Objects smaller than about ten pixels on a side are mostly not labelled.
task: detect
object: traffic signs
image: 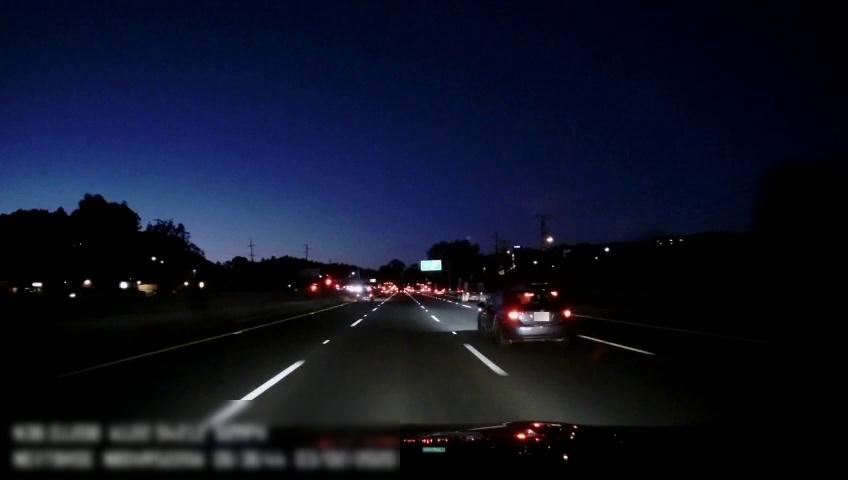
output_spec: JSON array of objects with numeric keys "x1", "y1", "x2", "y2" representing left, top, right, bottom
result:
[{"x1": 419, "y1": 259, "x2": 442, "y2": 272}]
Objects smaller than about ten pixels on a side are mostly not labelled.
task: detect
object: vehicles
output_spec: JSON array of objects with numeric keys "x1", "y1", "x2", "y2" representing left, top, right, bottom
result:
[
  {"x1": 524, "y1": 281, "x2": 559, "y2": 300},
  {"x1": 460, "y1": 288, "x2": 484, "y2": 302},
  {"x1": 356, "y1": 287, "x2": 376, "y2": 303},
  {"x1": 476, "y1": 287, "x2": 574, "y2": 354}
]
